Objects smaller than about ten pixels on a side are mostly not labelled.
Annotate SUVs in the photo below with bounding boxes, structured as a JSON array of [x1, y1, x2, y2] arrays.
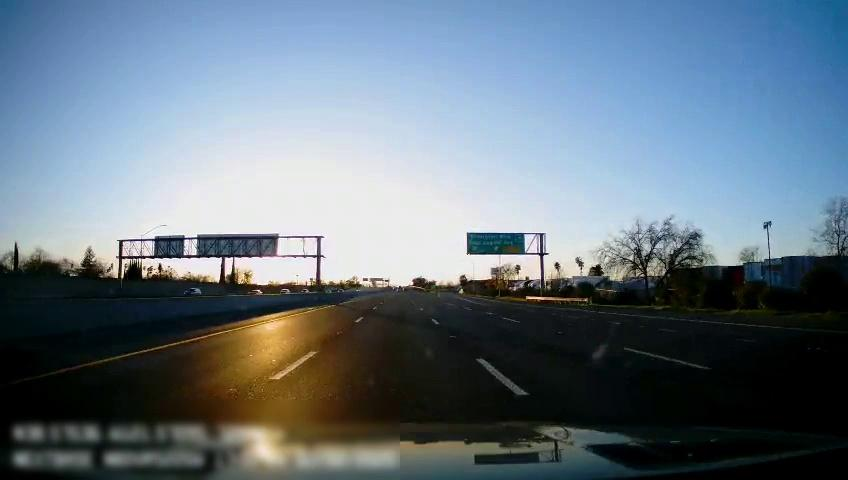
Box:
[[280, 288, 291, 295], [183, 288, 202, 297]]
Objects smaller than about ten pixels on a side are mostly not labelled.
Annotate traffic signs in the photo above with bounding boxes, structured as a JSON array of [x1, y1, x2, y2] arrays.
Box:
[[467, 232, 525, 255]]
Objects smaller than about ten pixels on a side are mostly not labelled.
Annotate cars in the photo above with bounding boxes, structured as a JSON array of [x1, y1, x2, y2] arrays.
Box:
[[247, 289, 263, 296]]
